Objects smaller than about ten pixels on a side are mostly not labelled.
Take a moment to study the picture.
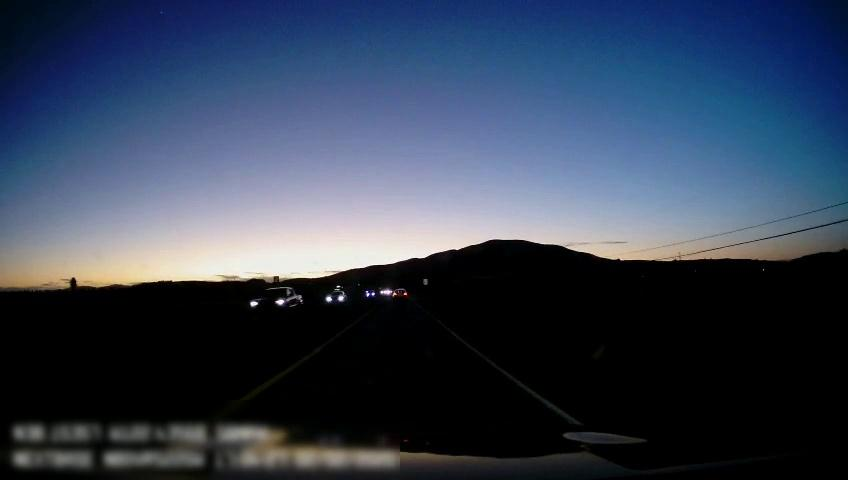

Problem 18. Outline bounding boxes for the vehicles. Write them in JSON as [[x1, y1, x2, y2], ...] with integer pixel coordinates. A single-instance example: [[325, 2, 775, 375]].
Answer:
[[324, 290, 348, 305], [365, 289, 376, 298], [392, 288, 408, 300], [249, 286, 304, 311]]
